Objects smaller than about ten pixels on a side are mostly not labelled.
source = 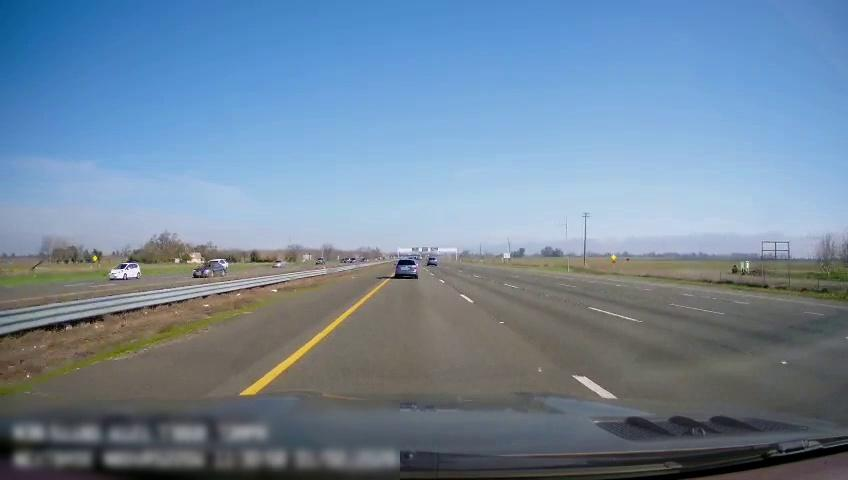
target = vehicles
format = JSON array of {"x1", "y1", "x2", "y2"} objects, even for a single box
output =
[
  {"x1": 108, "y1": 263, "x2": 142, "y2": 281},
  {"x1": 394, "y1": 258, "x2": 418, "y2": 279},
  {"x1": 315, "y1": 257, "x2": 326, "y2": 266},
  {"x1": 192, "y1": 261, "x2": 226, "y2": 279},
  {"x1": 209, "y1": 259, "x2": 229, "y2": 271},
  {"x1": 271, "y1": 259, "x2": 288, "y2": 269},
  {"x1": 425, "y1": 255, "x2": 436, "y2": 264}
]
